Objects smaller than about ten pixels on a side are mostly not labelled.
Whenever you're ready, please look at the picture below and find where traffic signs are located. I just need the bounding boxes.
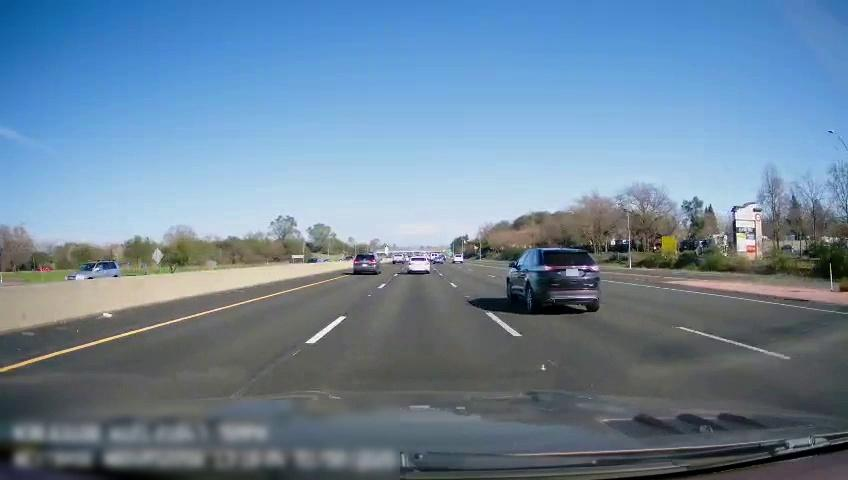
[150,248,165,264]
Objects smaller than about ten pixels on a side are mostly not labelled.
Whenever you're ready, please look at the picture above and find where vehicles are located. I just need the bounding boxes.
[452,254,464,264]
[393,253,406,265]
[407,257,431,274]
[354,252,384,275]
[505,247,602,315]
[64,259,121,282]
